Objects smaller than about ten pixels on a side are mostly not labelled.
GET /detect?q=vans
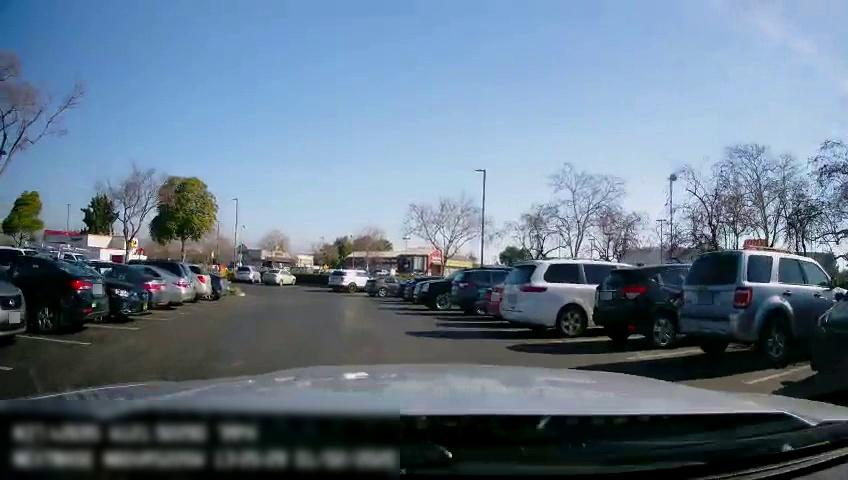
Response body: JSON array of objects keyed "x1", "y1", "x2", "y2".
[
  {"x1": 120, "y1": 259, "x2": 194, "y2": 306},
  {"x1": 499, "y1": 259, "x2": 653, "y2": 339}
]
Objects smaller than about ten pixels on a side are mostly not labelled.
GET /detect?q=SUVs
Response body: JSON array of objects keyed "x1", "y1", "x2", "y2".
[
  {"x1": 234, "y1": 265, "x2": 262, "y2": 284},
  {"x1": 160, "y1": 263, "x2": 212, "y2": 304},
  {"x1": 0, "y1": 245, "x2": 49, "y2": 277},
  {"x1": 414, "y1": 267, "x2": 521, "y2": 312},
  {"x1": 328, "y1": 269, "x2": 378, "y2": 294},
  {"x1": 677, "y1": 249, "x2": 848, "y2": 367},
  {"x1": 408, "y1": 277, "x2": 449, "y2": 304},
  {"x1": 593, "y1": 265, "x2": 715, "y2": 350},
  {"x1": 449, "y1": 268, "x2": 547, "y2": 317}
]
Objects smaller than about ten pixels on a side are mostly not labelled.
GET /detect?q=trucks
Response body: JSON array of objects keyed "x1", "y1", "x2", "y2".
[{"x1": 9, "y1": 242, "x2": 99, "y2": 282}]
